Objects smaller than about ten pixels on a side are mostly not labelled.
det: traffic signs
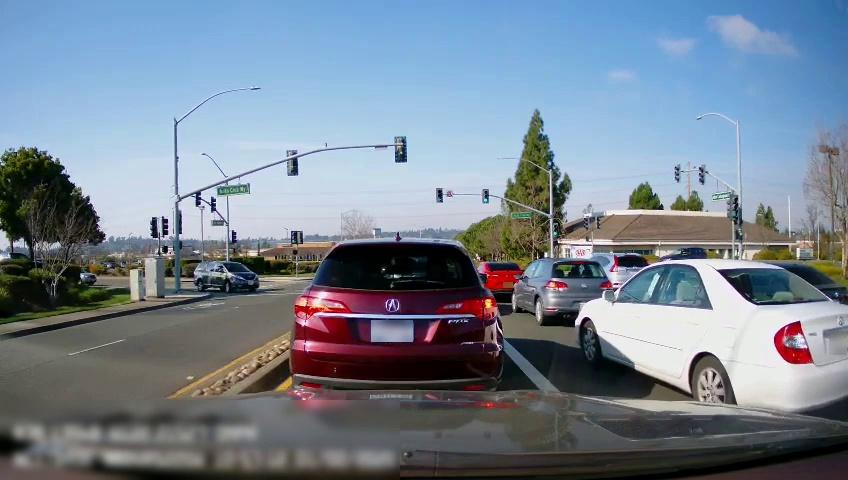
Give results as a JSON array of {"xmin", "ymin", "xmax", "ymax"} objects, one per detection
[
  {"xmin": 712, "ymin": 192, "xmax": 729, "ymax": 201},
  {"xmin": 211, "ymin": 219, "xmax": 226, "ymax": 227},
  {"xmin": 511, "ymin": 211, "xmax": 531, "ymax": 219},
  {"xmin": 216, "ymin": 182, "xmax": 251, "ymax": 197}
]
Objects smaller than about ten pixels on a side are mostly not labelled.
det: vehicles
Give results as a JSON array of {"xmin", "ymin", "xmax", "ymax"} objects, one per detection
[
  {"xmin": 289, "ymin": 239, "xmax": 505, "ymax": 393},
  {"xmin": 575, "ymin": 258, "xmax": 848, "ymax": 415},
  {"xmin": 479, "ymin": 260, "xmax": 522, "ymax": 295},
  {"xmin": 77, "ymin": 272, "xmax": 96, "ymax": 286},
  {"xmin": 663, "ymin": 245, "xmax": 708, "ymax": 260},
  {"xmin": 594, "ymin": 251, "xmax": 649, "ymax": 291},
  {"xmin": 768, "ymin": 259, "xmax": 848, "ymax": 305},
  {"xmin": 193, "ymin": 259, "xmax": 261, "ymax": 293},
  {"xmin": 512, "ymin": 258, "xmax": 611, "ymax": 327}
]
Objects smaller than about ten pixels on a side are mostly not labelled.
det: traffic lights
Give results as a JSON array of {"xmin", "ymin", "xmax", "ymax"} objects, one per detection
[
  {"xmin": 195, "ymin": 192, "xmax": 202, "ymax": 207},
  {"xmin": 298, "ymin": 231, "xmax": 303, "ymax": 244},
  {"xmin": 210, "ymin": 197, "xmax": 219, "ymax": 215},
  {"xmin": 290, "ymin": 231, "xmax": 297, "ymax": 244},
  {"xmin": 150, "ymin": 216, "xmax": 160, "ymax": 238},
  {"xmin": 672, "ymin": 163, "xmax": 682, "ymax": 183},
  {"xmin": 161, "ymin": 218, "xmax": 170, "ymax": 239},
  {"xmin": 232, "ymin": 230, "xmax": 238, "ymax": 243},
  {"xmin": 594, "ymin": 216, "xmax": 602, "ymax": 230},
  {"xmin": 434, "ymin": 187, "xmax": 444, "ymax": 204},
  {"xmin": 584, "ymin": 216, "xmax": 591, "ymax": 230},
  {"xmin": 286, "ymin": 150, "xmax": 300, "ymax": 177},
  {"xmin": 699, "ymin": 166, "xmax": 706, "ymax": 184},
  {"xmin": 482, "ymin": 187, "xmax": 491, "ymax": 206},
  {"xmin": 392, "ymin": 136, "xmax": 407, "ymax": 165}
]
